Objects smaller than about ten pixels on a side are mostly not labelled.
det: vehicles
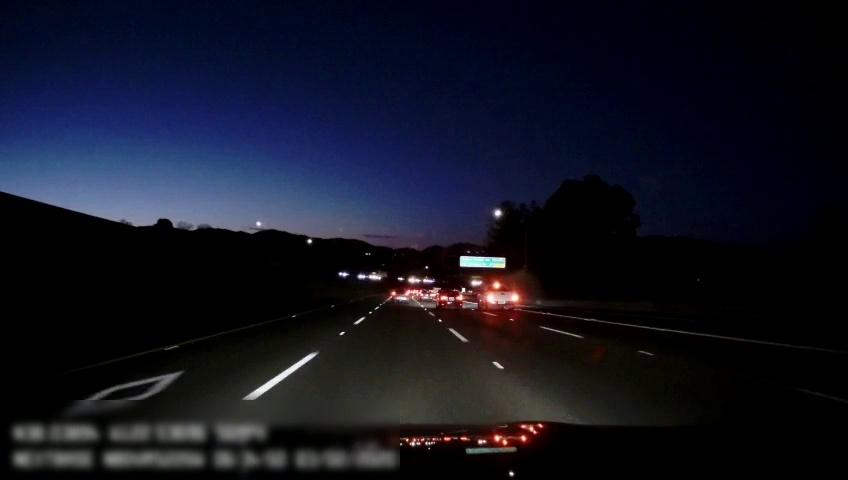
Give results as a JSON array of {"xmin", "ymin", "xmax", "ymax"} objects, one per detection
[
  {"xmin": 390, "ymin": 285, "xmax": 410, "ymax": 302},
  {"xmin": 434, "ymin": 287, "xmax": 463, "ymax": 310},
  {"xmin": 420, "ymin": 289, "xmax": 434, "ymax": 301},
  {"xmin": 476, "ymin": 283, "xmax": 518, "ymax": 313}
]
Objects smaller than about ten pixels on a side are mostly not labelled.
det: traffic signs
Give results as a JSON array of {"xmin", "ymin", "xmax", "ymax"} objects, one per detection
[{"xmin": 459, "ymin": 255, "xmax": 506, "ymax": 268}]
